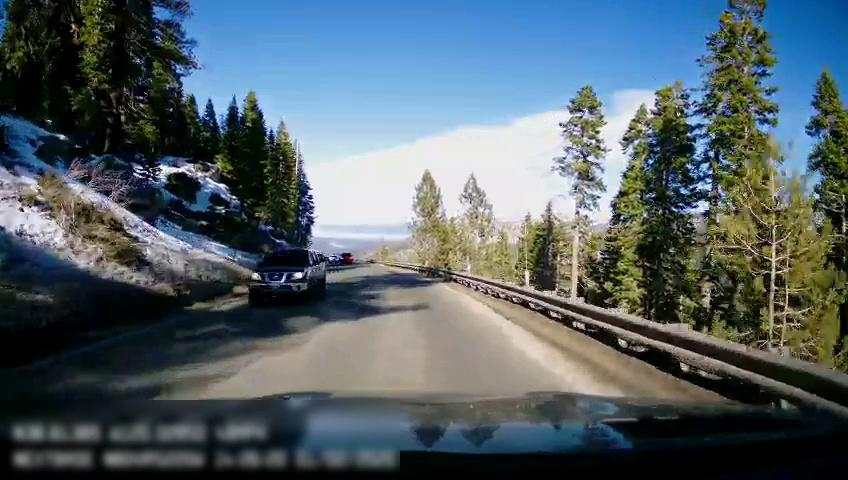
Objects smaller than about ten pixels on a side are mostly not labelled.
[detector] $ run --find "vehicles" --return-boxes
[245,248,326,306]
[338,252,353,266]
